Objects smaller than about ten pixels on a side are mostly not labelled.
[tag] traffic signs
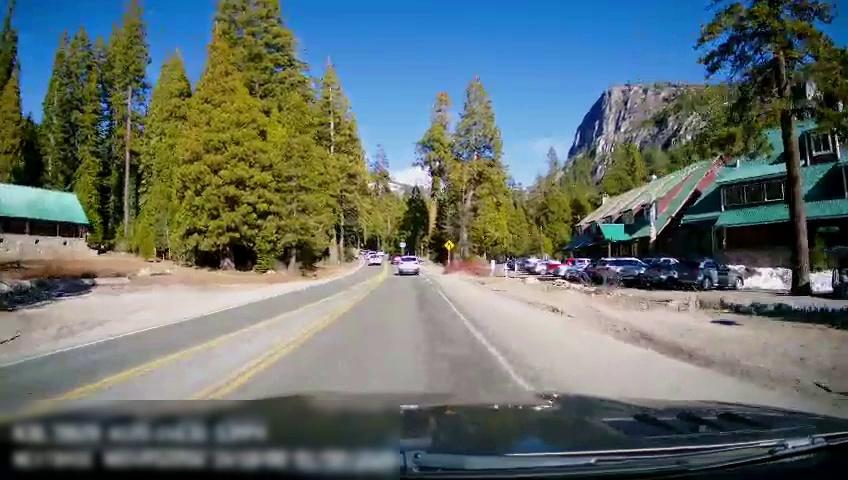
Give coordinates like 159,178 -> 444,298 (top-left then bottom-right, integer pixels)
442,239 -> 456,251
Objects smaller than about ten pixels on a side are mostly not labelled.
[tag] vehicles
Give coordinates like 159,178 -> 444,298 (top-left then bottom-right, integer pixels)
398,255 -> 420,276
390,255 -> 403,265
666,256 -> 746,290
557,257 -> 598,280
591,256 -> 653,285
545,257 -> 583,277
526,259 -> 565,276
367,254 -> 382,266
